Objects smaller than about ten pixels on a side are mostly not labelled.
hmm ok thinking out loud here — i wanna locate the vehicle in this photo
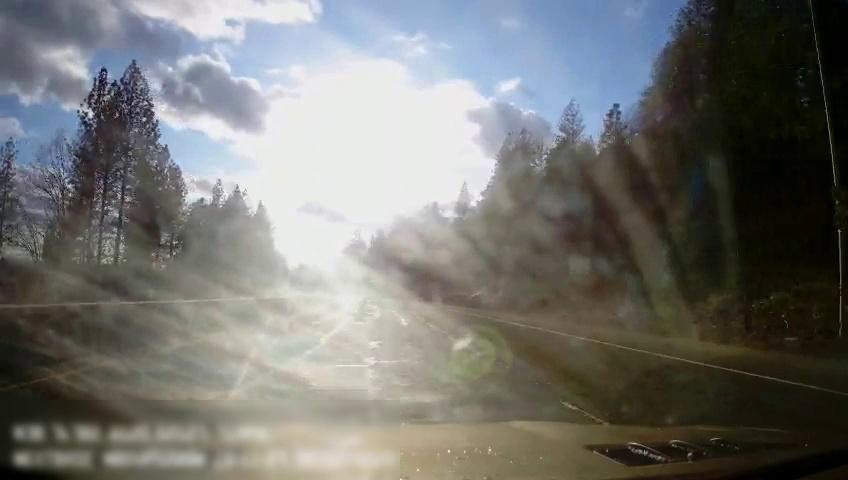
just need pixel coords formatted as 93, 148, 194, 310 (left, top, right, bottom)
363, 282, 385, 303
